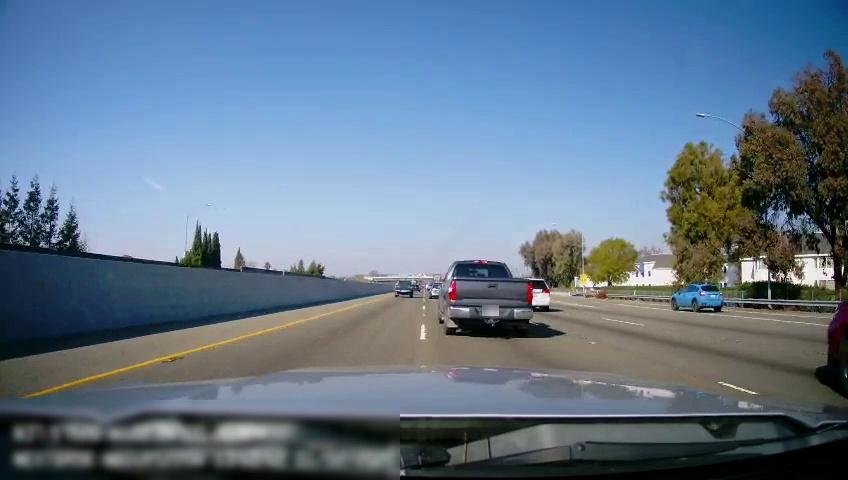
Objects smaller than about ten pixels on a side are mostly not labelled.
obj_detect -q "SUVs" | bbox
[531,279,551,311]
[670,283,725,314]
[826,290,848,386]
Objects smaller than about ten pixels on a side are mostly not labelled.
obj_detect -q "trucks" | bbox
[437,259,534,340]
[392,280,414,299]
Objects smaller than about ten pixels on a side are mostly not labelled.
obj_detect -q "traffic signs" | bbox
[579,274,586,285]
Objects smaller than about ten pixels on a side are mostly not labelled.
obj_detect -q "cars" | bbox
[428,283,441,300]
